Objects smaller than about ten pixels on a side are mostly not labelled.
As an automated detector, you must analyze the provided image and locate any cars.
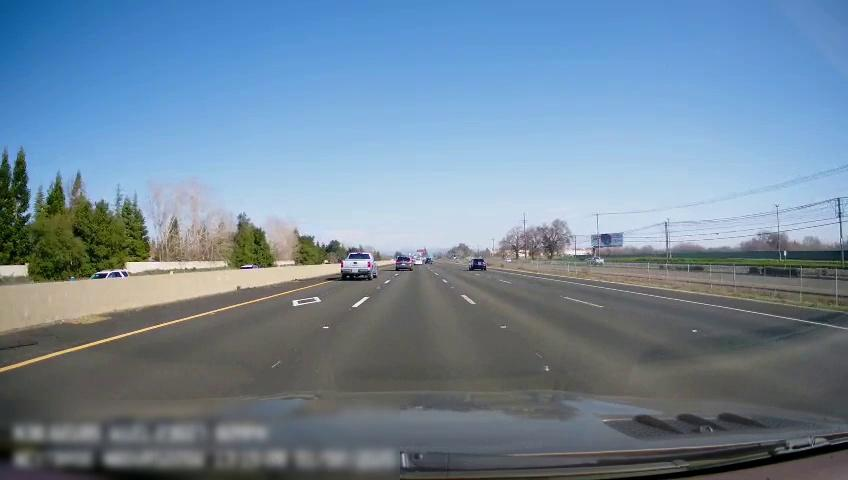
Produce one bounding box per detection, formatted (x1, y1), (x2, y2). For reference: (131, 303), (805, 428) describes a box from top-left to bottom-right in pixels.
(468, 259), (487, 271)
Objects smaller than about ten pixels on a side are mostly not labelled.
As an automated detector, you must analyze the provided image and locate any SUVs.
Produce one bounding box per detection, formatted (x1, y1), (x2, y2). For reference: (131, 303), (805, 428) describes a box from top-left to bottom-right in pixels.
(394, 255), (414, 272)
(89, 269), (131, 281)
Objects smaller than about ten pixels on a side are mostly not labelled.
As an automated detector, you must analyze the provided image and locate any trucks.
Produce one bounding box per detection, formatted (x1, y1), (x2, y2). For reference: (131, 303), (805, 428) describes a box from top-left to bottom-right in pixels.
(340, 252), (378, 281)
